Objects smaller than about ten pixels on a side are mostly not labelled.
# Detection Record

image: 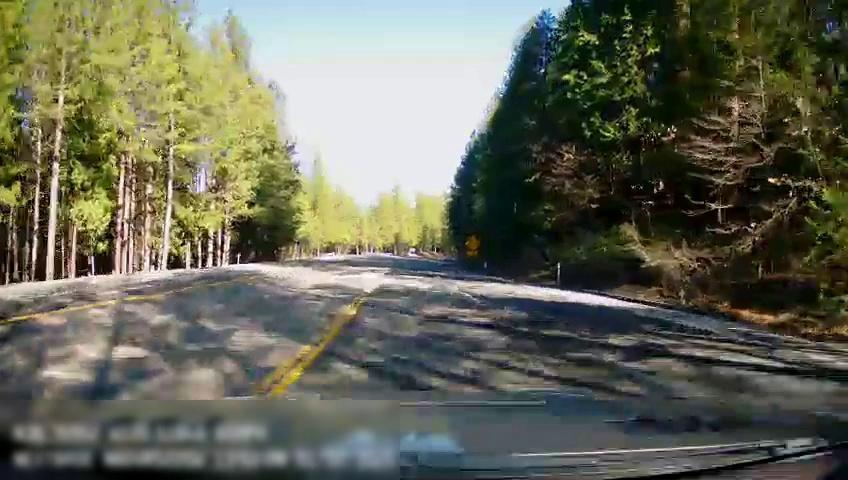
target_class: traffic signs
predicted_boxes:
[465,250,479,257]
[464,234,481,251]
